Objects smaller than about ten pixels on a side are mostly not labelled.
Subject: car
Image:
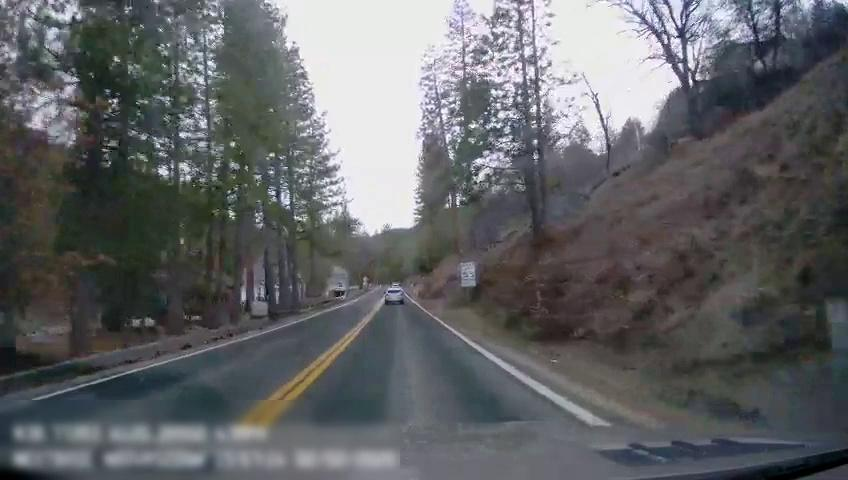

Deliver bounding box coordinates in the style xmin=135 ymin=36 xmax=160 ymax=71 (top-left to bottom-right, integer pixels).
xmin=384 ymin=288 xmax=404 ymax=305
